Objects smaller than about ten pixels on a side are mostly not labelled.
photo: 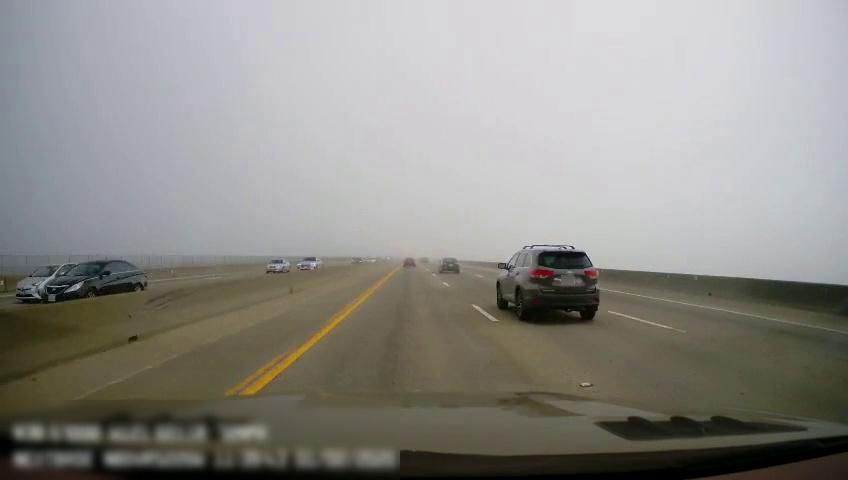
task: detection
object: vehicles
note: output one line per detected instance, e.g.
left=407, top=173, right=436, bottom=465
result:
left=494, top=244, right=601, bottom=322
left=365, top=256, right=379, bottom=264
left=296, top=256, right=324, bottom=272
left=265, top=258, right=292, bottom=274
left=40, top=258, right=150, bottom=304
left=403, top=257, right=417, bottom=268
left=350, top=257, right=364, bottom=265
left=14, top=262, right=80, bottom=300
left=437, top=257, right=460, bottom=274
